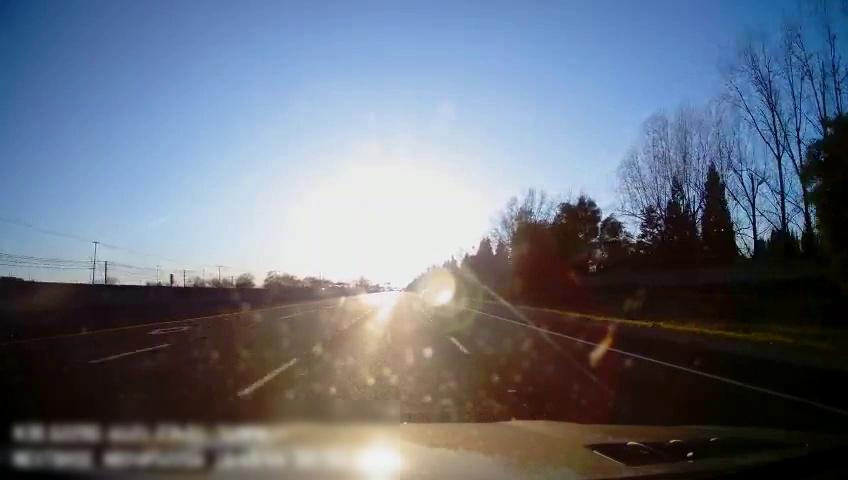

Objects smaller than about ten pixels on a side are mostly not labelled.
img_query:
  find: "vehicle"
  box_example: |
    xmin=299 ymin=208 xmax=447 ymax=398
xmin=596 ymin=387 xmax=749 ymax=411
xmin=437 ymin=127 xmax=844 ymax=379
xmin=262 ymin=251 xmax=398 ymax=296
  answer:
xmin=420 ymin=289 xmax=436 ymax=302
